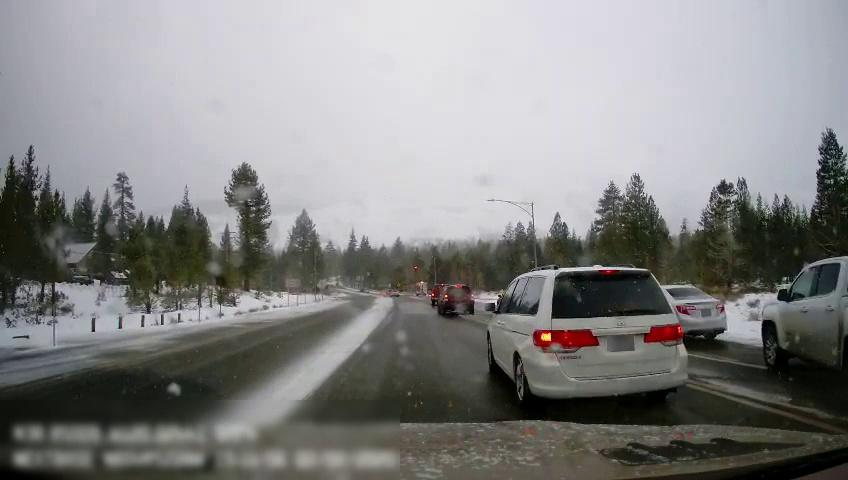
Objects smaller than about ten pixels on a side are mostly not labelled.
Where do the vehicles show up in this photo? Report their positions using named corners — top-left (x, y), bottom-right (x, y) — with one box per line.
top-left (482, 264), bottom-right (689, 404)
top-left (436, 284), bottom-right (475, 315)
top-left (760, 254), bottom-right (848, 378)
top-left (415, 281), bottom-right (427, 296)
top-left (431, 283), bottom-right (442, 306)
top-left (389, 288), bottom-right (401, 297)
top-left (661, 284), bottom-right (728, 340)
